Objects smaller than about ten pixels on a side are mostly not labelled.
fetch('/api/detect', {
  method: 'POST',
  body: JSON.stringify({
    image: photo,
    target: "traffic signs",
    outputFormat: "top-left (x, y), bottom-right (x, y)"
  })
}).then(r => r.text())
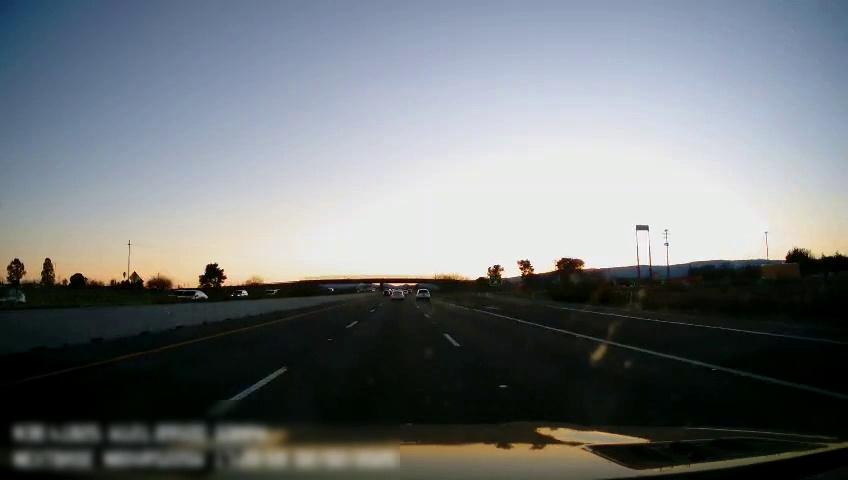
top-left (489, 275), bottom-right (503, 287)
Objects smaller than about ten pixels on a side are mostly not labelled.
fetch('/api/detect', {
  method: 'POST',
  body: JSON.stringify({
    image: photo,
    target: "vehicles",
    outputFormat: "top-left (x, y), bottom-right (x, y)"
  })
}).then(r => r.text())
top-left (167, 289), bottom-right (185, 300)
top-left (176, 289), bottom-right (209, 303)
top-left (414, 289), bottom-right (431, 302)
top-left (0, 287), bottom-right (27, 310)
top-left (230, 289), bottom-right (249, 297)
top-left (390, 289), bottom-right (406, 301)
